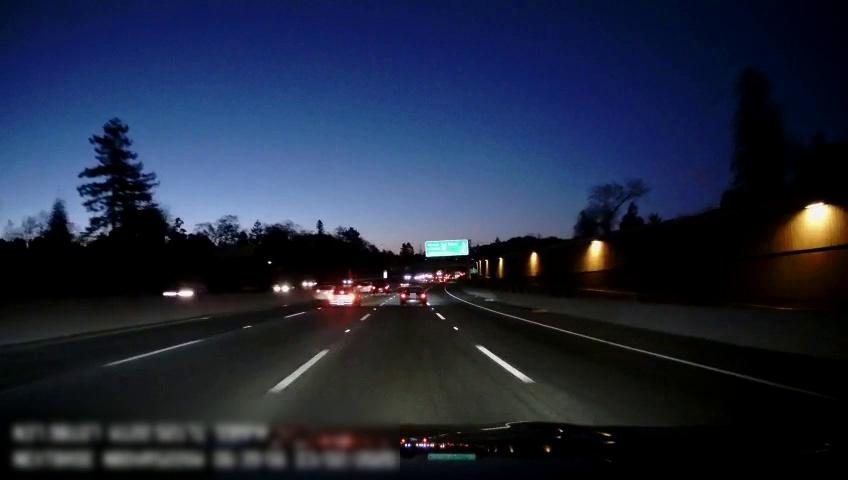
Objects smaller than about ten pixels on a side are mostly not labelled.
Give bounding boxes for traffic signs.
[425,239,469,256]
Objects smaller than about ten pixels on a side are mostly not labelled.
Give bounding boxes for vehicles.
[328,286,362,310]
[302,279,317,287]
[315,285,338,303]
[359,281,375,293]
[342,278,354,285]
[273,283,295,293]
[372,281,391,297]
[400,286,428,310]
[162,282,207,297]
